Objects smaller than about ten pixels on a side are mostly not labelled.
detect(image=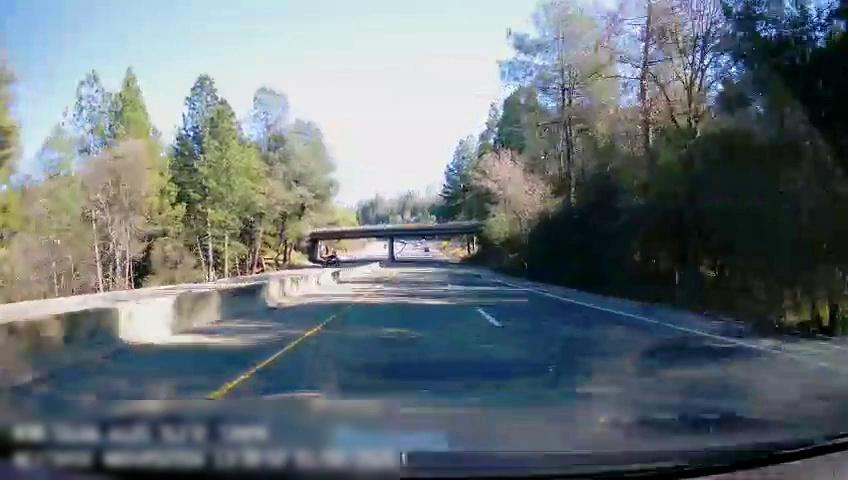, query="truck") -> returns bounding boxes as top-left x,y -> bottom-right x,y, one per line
325,250 -> 339,267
